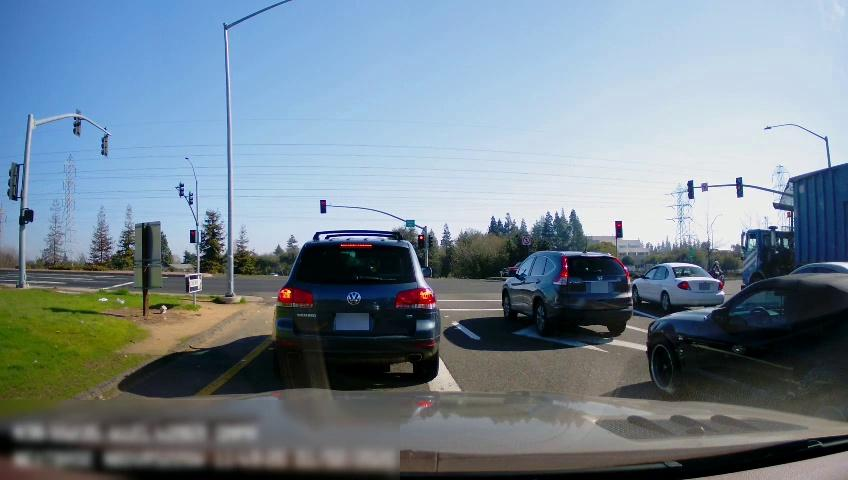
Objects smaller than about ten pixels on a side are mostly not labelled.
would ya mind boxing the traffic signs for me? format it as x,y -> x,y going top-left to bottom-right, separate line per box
405,220 -> 416,229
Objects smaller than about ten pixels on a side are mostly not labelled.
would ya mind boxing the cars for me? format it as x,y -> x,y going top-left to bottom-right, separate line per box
630,262 -> 724,315
646,274 -> 848,415
786,262 -> 848,276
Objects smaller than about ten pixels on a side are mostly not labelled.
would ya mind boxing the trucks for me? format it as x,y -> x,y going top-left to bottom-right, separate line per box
740,162 -> 848,287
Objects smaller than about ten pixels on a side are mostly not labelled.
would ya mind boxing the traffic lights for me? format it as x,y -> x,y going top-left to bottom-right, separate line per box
686,179 -> 695,201
22,209 -> 33,223
71,112 -> 82,137
100,134 -> 108,157
429,237 -> 435,250
615,221 -> 625,240
320,199 -> 327,214
5,164 -> 18,202
417,236 -> 425,248
190,230 -> 197,244
188,192 -> 195,206
176,182 -> 185,198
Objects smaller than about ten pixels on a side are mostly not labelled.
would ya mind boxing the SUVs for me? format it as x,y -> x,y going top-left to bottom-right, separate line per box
501,250 -> 635,339
272,239 -> 442,383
